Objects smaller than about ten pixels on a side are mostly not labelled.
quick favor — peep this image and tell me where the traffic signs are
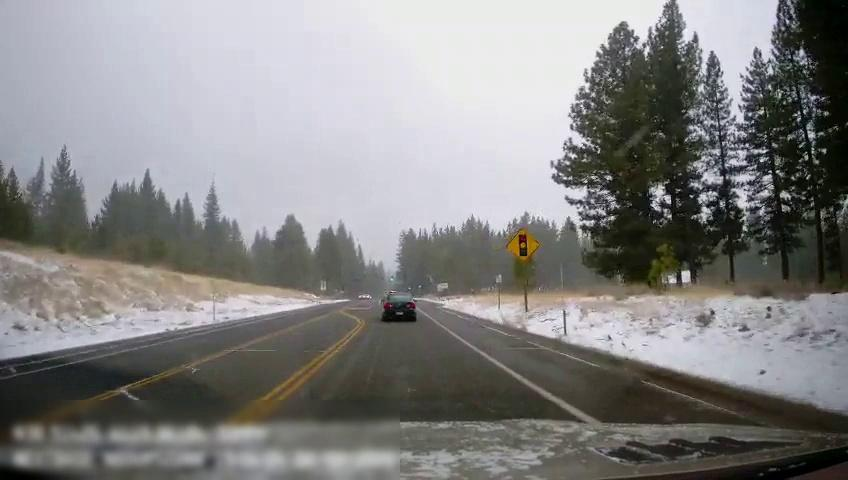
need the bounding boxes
[504,228,540,261]
[495,273,503,284]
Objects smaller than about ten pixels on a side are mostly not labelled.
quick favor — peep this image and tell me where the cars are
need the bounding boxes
[382,293,417,322]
